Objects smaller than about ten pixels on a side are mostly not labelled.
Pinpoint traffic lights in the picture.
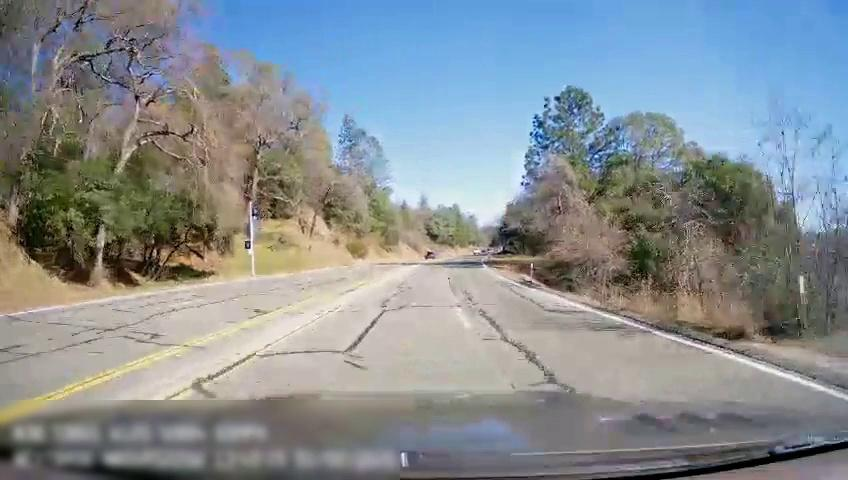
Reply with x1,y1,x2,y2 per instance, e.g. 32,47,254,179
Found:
244,239,252,250
251,207,261,218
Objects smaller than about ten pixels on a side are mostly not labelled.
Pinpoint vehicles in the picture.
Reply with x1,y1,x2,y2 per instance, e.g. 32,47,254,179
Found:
424,251,436,261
